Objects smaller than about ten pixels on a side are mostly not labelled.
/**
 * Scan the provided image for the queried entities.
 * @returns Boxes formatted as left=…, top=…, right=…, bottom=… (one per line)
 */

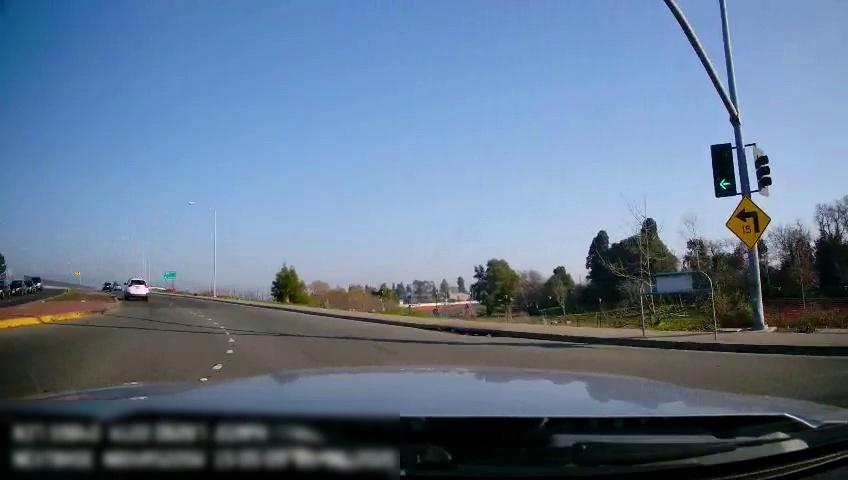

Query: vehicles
left=29, top=276, right=44, bottom=292
left=11, top=280, right=26, bottom=297
left=102, top=282, right=113, bottom=292
left=0, top=280, right=12, bottom=298
left=24, top=281, right=35, bottom=295
left=122, top=278, right=151, bottom=302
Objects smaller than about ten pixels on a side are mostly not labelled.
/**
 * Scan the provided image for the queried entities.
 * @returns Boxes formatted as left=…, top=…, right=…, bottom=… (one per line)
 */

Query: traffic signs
left=163, top=270, right=175, bottom=280
left=724, top=195, right=771, bottom=250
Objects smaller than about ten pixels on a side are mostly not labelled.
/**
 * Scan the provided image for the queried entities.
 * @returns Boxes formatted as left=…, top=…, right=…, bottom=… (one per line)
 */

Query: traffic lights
left=709, top=143, right=738, bottom=198
left=755, top=154, right=774, bottom=189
